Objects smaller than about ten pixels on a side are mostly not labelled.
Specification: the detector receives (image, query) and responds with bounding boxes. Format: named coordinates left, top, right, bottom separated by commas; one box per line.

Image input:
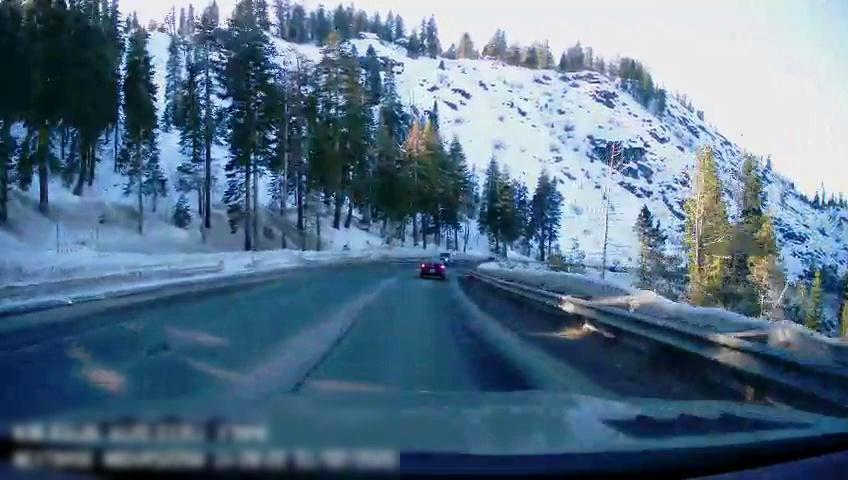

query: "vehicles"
left=437, top=252, right=457, bottom=265
left=417, top=255, right=447, bottom=280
